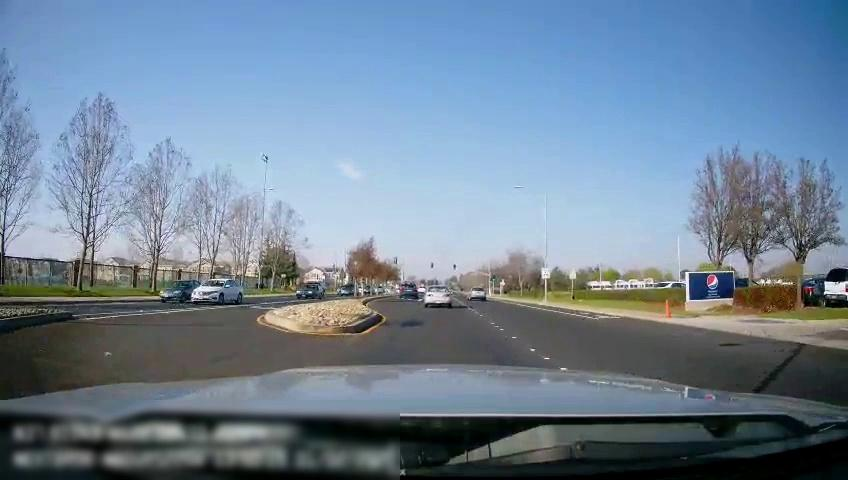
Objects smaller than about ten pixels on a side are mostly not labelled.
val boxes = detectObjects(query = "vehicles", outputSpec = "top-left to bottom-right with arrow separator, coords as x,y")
295,285 -> 322,300
422,285 -> 454,310
416,285 -> 427,295
822,267 -> 848,303
336,284 -> 359,297
190,277 -> 245,306
398,282 -> 419,301
467,287 -> 487,302
158,279 -> 204,304
798,273 -> 830,308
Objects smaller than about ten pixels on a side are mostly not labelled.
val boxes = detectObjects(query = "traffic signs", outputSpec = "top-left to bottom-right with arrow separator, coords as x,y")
540,267 -> 554,281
